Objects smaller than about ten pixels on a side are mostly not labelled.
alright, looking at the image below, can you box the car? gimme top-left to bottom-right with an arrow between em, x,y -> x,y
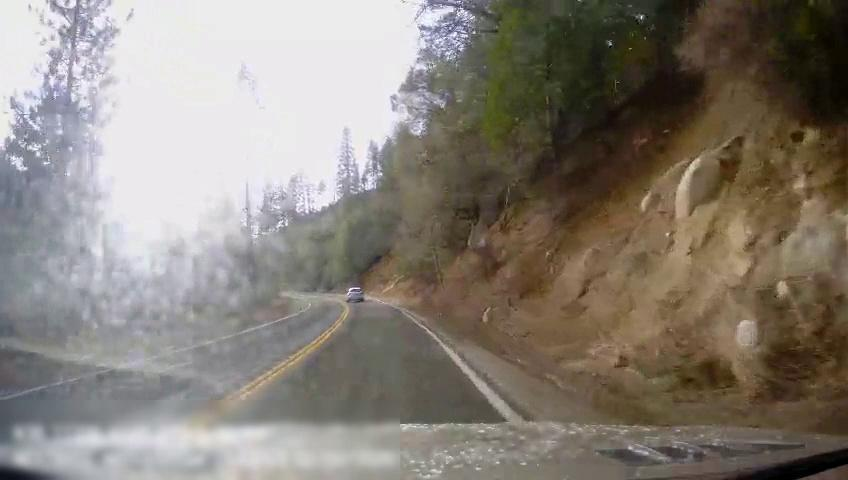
346,287 -> 364,303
